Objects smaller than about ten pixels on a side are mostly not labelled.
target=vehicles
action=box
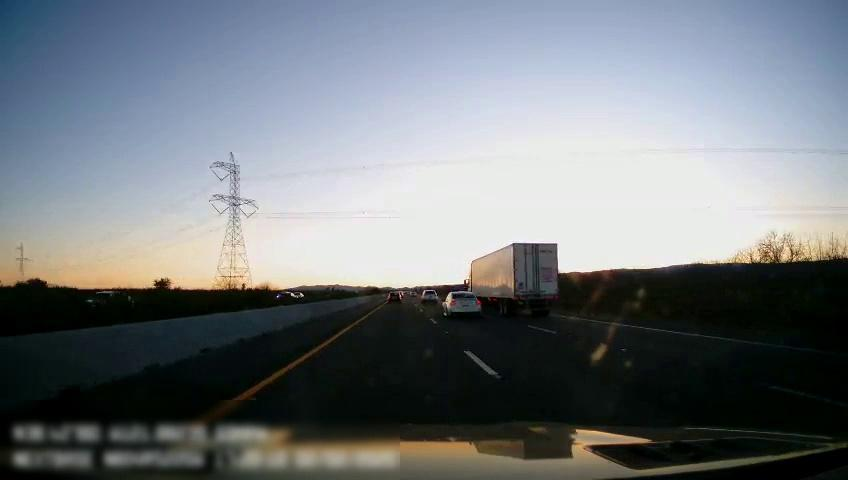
[442,290,482,317]
[387,290,403,303]
[421,289,440,304]
[293,291,305,299]
[462,242,560,318]
[83,289,130,309]
[274,291,296,301]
